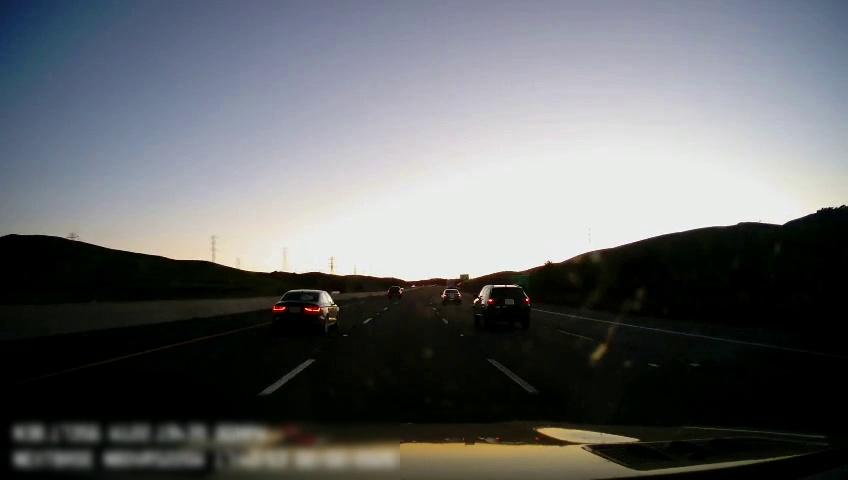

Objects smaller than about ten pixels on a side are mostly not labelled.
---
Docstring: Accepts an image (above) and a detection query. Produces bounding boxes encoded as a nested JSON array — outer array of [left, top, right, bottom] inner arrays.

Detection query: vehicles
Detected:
[[387, 286, 403, 299], [327, 291, 340, 295], [446, 280, 457, 290], [272, 290, 340, 335], [440, 289, 462, 304], [472, 285, 531, 329]]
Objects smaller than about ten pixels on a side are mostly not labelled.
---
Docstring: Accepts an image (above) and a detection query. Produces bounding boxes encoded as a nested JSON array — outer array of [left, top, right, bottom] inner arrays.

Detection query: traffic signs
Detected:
[[513, 275, 529, 285]]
